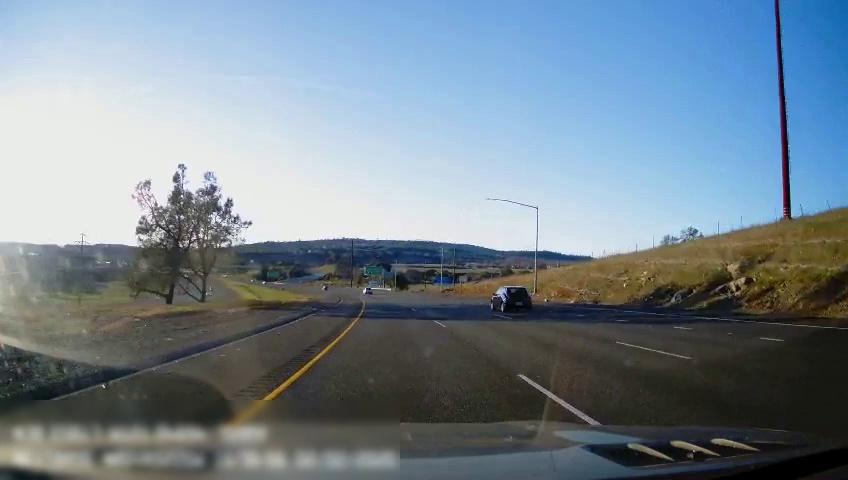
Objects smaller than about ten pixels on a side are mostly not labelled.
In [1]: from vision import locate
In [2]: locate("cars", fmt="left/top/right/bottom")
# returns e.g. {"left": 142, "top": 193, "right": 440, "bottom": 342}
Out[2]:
{"left": 490, "top": 286, "right": 532, "bottom": 312}
{"left": 362, "top": 287, "right": 373, "bottom": 295}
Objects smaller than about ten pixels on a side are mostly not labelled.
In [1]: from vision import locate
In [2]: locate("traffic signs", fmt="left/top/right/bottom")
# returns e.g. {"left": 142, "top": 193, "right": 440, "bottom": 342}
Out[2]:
{"left": 363, "top": 265, "right": 383, "bottom": 275}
